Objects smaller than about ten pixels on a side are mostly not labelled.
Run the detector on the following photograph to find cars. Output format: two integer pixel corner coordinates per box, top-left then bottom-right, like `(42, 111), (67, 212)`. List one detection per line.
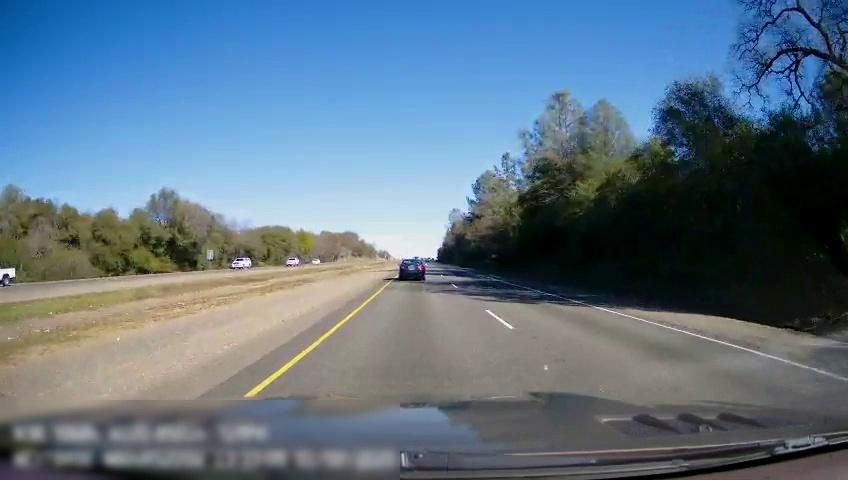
(398, 258), (426, 281)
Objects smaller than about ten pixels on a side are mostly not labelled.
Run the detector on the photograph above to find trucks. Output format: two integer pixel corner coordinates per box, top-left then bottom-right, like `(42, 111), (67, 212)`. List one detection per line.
(0, 267), (16, 287)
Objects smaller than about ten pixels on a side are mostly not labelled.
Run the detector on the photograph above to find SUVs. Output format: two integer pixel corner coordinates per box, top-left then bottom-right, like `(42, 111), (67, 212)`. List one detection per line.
(232, 257), (252, 270)
(285, 257), (300, 267)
